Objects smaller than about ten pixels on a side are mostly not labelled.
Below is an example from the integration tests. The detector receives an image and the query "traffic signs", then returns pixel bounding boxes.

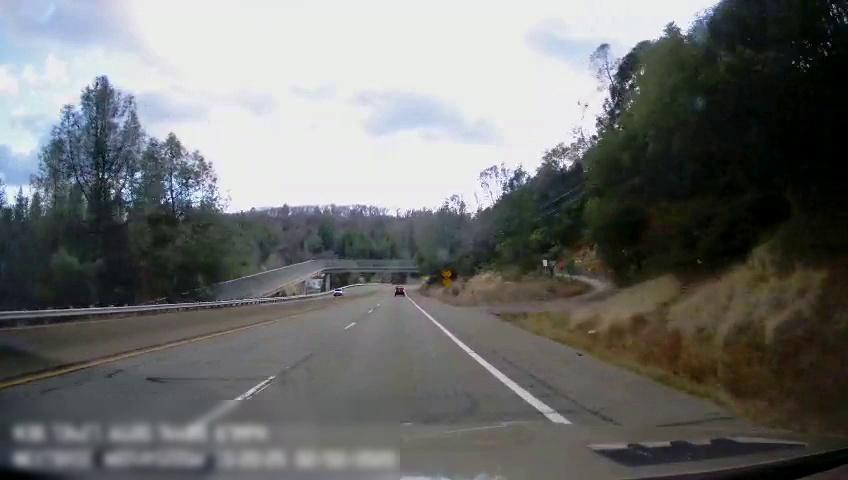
[442,279,453,288]
[441,269,453,280]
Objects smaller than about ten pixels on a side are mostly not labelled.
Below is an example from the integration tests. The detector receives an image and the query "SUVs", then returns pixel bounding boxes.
[332,288,343,297]
[394,287,406,297]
